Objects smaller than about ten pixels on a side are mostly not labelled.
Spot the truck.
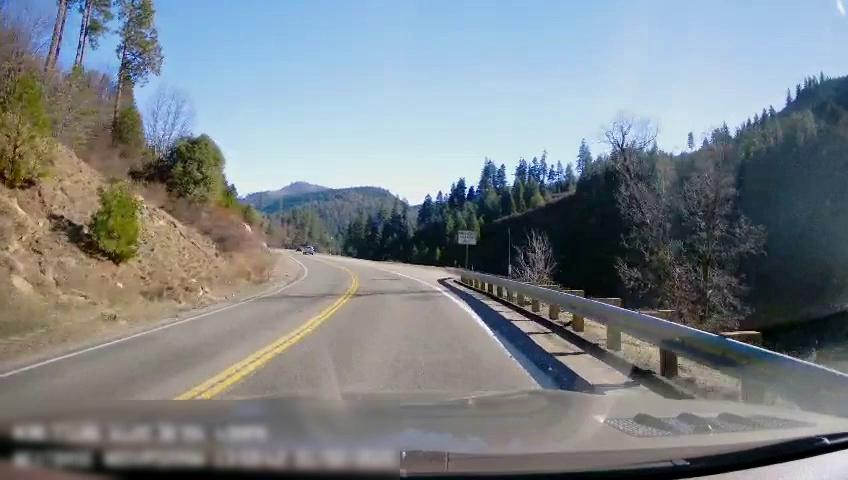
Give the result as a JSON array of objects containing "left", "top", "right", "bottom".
[{"left": 302, "top": 247, "right": 314, "bottom": 255}]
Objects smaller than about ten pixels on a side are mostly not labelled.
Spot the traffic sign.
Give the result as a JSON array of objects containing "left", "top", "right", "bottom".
[{"left": 457, "top": 230, "right": 478, "bottom": 245}]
